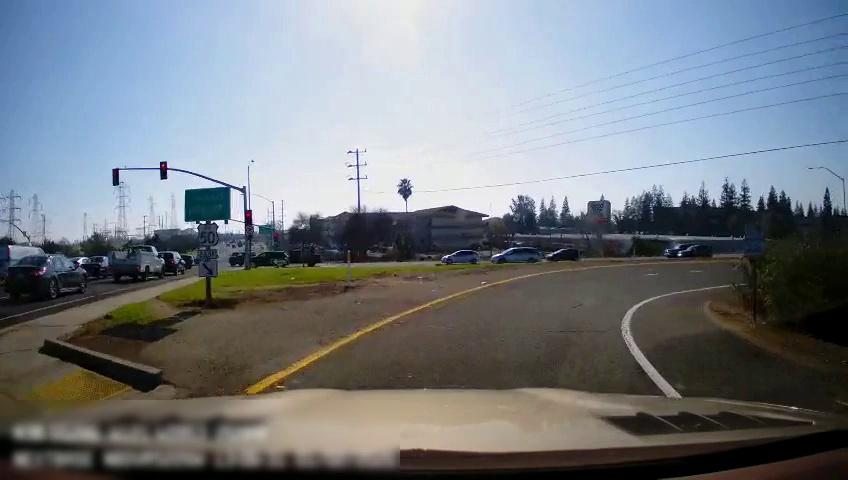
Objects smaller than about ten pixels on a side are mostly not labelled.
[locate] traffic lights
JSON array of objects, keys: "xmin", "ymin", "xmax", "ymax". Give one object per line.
[
  {"xmin": 159, "ymin": 161, "xmax": 168, "ymax": 180},
  {"xmin": 244, "ymin": 209, "xmax": 253, "ymax": 226},
  {"xmin": 112, "ymin": 168, "xmax": 120, "ymax": 187}
]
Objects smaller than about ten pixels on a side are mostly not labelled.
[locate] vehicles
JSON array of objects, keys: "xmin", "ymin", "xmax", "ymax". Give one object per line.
[
  {"xmin": 0, "ymin": 245, "xmax": 45, "ymax": 283},
  {"xmin": 287, "ymin": 248, "xmax": 320, "ymax": 266},
  {"xmin": 228, "ymin": 251, "xmax": 257, "ymax": 267},
  {"xmin": 110, "ymin": 244, "xmax": 167, "ymax": 284},
  {"xmin": 676, "ymin": 246, "xmax": 713, "ymax": 258},
  {"xmin": 181, "ymin": 255, "xmax": 193, "ymax": 270},
  {"xmin": 251, "ymin": 251, "xmax": 289, "ymax": 267},
  {"xmin": 663, "ymin": 243, "xmax": 696, "ymax": 257},
  {"xmin": 80, "ymin": 255, "xmax": 112, "ymax": 279},
  {"xmin": 491, "ymin": 246, "xmax": 544, "ymax": 264},
  {"xmin": 546, "ymin": 248, "xmax": 579, "ymax": 262},
  {"xmin": 158, "ymin": 250, "xmax": 186, "ymax": 277},
  {"xmin": 440, "ymin": 249, "xmax": 481, "ymax": 264},
  {"xmin": 5, "ymin": 254, "xmax": 90, "ymax": 303}
]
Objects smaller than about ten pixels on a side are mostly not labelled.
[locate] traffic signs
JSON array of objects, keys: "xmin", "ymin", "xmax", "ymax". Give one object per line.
[
  {"xmin": 198, "ymin": 261, "xmax": 218, "ymax": 278},
  {"xmin": 184, "ymin": 187, "xmax": 232, "ymax": 223}
]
